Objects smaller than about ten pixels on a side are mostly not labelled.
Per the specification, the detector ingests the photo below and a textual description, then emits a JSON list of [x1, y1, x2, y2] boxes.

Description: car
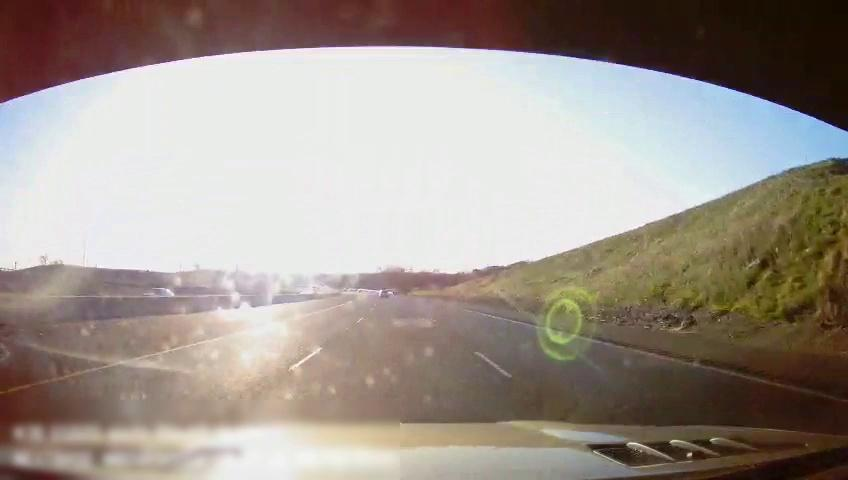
[[143, 287, 175, 297]]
